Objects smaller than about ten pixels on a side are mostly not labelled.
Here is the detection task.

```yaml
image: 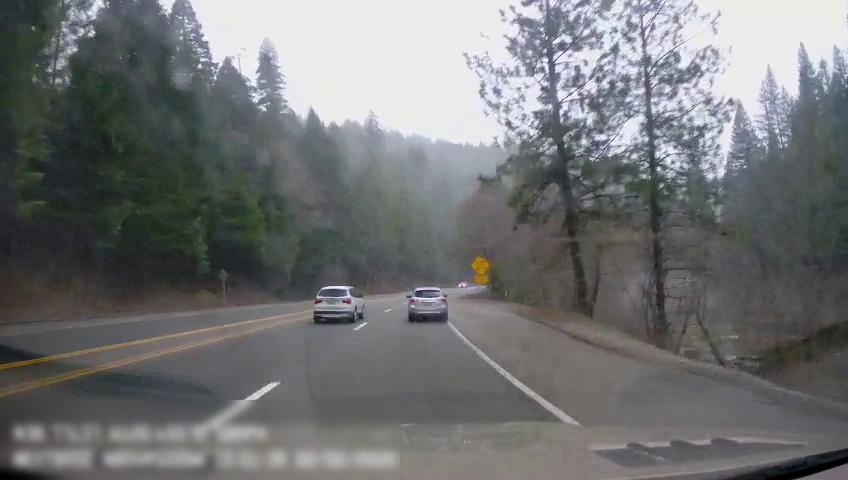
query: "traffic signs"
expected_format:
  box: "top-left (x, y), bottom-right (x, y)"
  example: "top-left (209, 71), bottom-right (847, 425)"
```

top-left (474, 276), bottom-right (489, 284)
top-left (471, 256), bottom-right (490, 276)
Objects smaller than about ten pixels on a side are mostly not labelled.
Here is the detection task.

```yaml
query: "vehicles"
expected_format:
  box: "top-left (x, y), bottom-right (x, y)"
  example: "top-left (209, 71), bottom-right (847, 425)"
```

top-left (406, 287), bottom-right (448, 322)
top-left (458, 282), bottom-right (469, 288)
top-left (313, 286), bottom-right (365, 323)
